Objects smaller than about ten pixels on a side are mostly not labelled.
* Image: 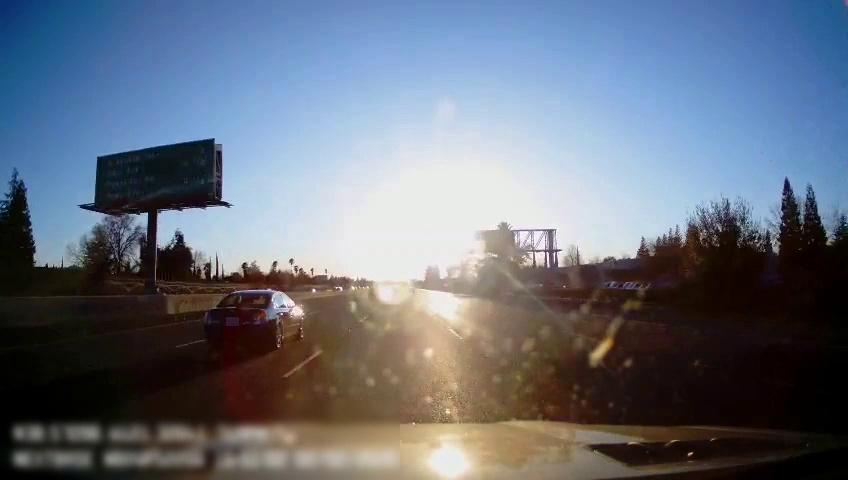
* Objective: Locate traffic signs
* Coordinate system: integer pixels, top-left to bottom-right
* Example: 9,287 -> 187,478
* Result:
94,137 -> 217,210
483,230 -> 515,251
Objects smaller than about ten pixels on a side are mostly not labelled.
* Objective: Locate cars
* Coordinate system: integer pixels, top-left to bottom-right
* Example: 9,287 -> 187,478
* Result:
202,288 -> 307,351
